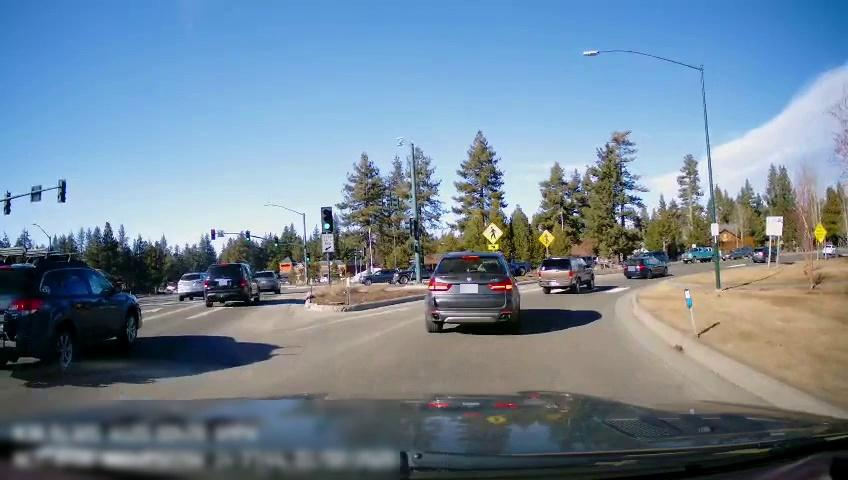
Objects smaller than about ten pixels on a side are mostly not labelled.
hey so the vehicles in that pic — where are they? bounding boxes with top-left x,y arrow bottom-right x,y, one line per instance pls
177,272 -> 210,302
821,244 -> 842,257
681,247 -> 713,263
536,257 -> 594,295
253,270 -> 281,296
205,263 -> 259,308
398,262 -> 437,285
504,257 -> 528,277
624,252 -> 671,280
752,247 -> 782,264
362,269 -> 399,284
0,247 -> 141,368
425,253 -> 521,335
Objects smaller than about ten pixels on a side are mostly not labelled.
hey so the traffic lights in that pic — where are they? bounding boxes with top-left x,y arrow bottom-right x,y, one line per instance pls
3,191 -> 12,216
55,177 -> 69,203
245,232 -> 250,243
210,229 -> 216,241
274,236 -> 279,247
320,205 -> 334,232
